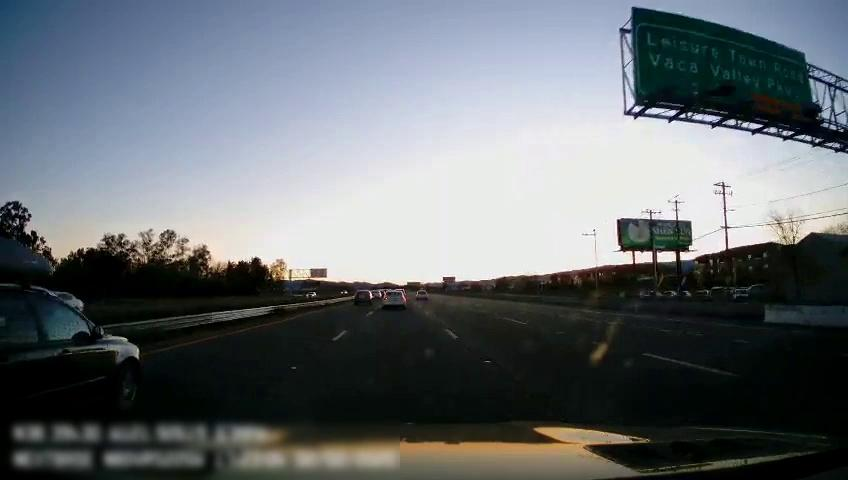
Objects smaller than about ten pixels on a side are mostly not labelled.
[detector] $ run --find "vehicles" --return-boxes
[353,290,375,307]
[371,290,382,300]
[0,279,145,461]
[414,291,428,301]
[54,292,84,314]
[382,290,407,309]
[305,292,317,300]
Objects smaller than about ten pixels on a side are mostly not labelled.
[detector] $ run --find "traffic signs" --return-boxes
[632,6,815,125]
